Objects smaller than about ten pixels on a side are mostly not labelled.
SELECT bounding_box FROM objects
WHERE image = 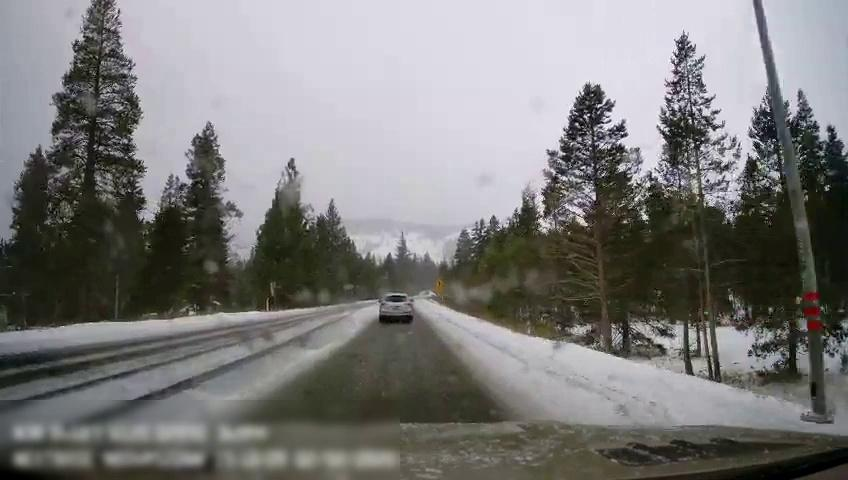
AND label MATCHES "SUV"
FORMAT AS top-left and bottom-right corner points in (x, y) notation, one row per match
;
(378, 293), (414, 322)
